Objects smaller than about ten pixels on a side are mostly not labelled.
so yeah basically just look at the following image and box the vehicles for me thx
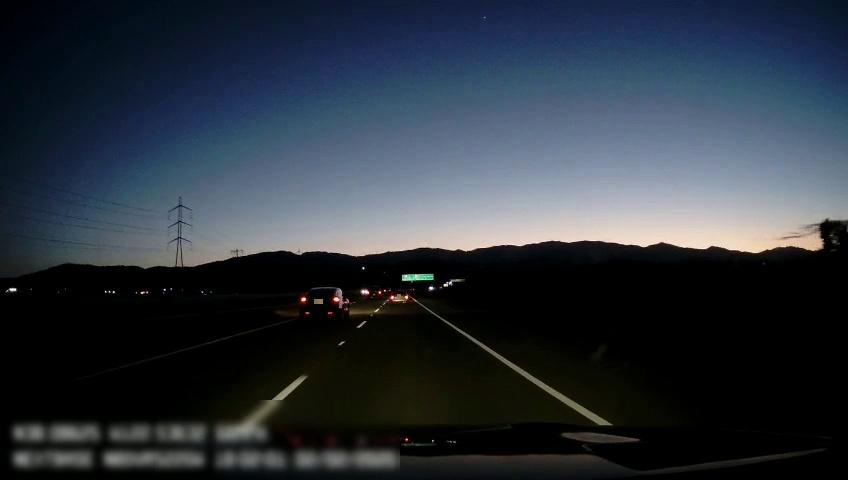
[367,284,385,299]
[298,286,351,326]
[391,290,410,304]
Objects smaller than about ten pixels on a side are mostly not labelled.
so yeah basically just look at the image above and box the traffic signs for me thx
[401,273,434,281]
